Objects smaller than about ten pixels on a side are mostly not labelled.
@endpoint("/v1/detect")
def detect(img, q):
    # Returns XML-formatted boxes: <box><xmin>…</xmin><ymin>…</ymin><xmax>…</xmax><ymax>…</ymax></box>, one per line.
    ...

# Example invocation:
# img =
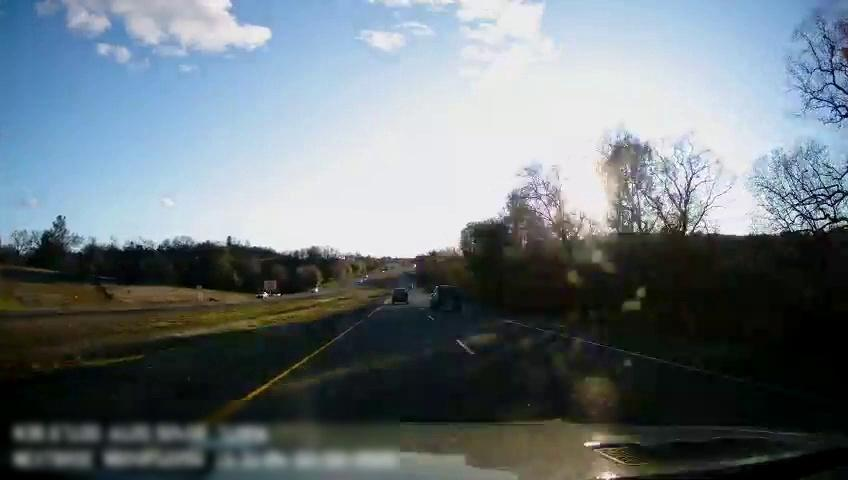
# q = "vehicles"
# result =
<box><xmin>391</xmin><ymin>287</ymin><xmax>408</xmax><ymax>304</ymax></box>
<box><xmin>255</xmin><ymin>290</ymin><xmax>269</xmax><ymax>300</ymax></box>
<box><xmin>430</xmin><ymin>284</ymin><xmax>464</xmax><ymax>312</ymax></box>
